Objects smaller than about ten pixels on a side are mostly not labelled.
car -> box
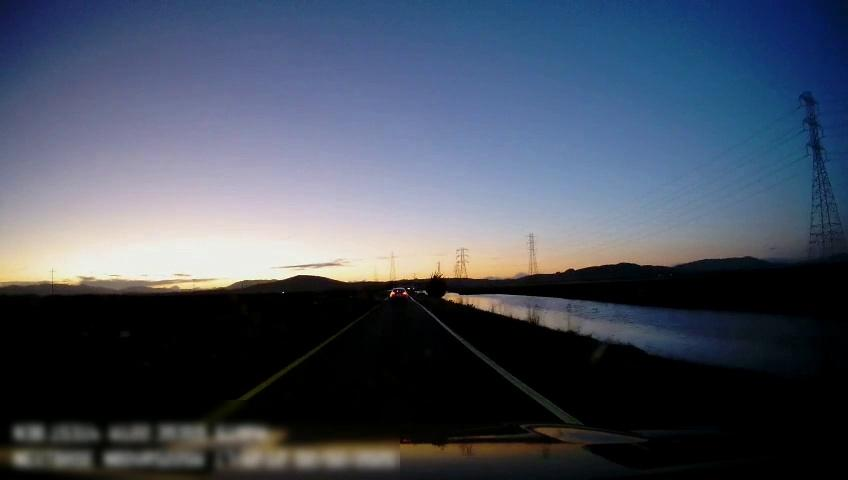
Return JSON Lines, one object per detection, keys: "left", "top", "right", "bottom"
{"left": 391, "top": 288, "right": 409, "bottom": 302}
